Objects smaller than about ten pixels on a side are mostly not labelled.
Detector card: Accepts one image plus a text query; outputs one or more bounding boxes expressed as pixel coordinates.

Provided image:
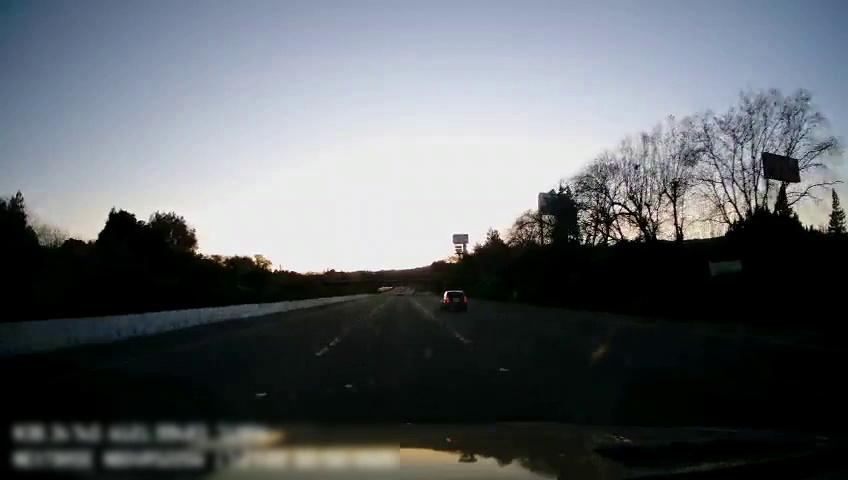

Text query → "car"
[439,291,467,313]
